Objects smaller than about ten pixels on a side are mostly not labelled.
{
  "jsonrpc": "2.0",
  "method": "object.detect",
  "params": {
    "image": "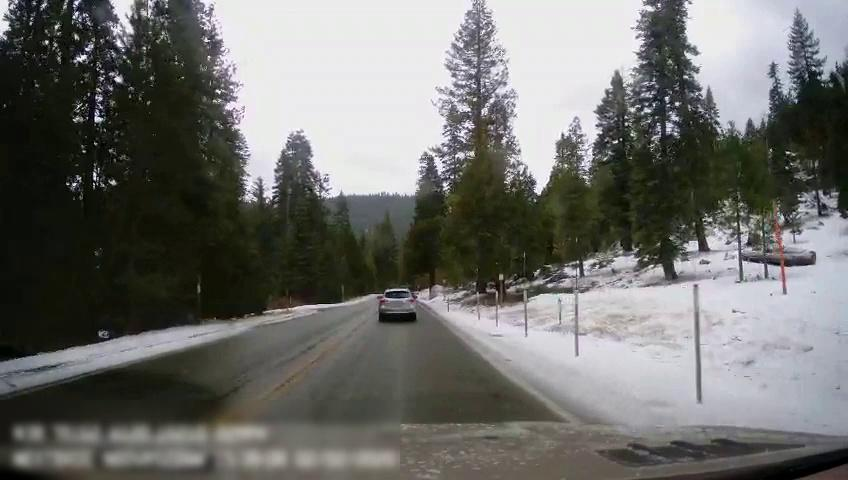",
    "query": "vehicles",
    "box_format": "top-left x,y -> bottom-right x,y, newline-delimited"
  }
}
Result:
397,286 -> 414,296
377,289 -> 418,322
